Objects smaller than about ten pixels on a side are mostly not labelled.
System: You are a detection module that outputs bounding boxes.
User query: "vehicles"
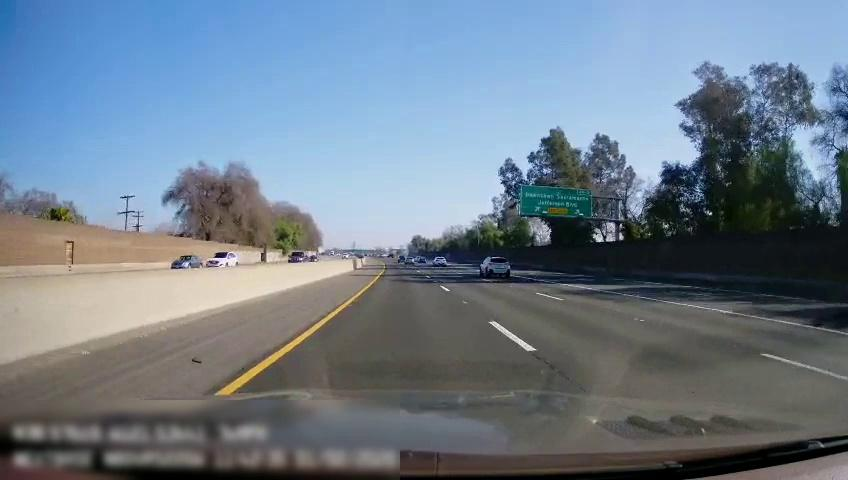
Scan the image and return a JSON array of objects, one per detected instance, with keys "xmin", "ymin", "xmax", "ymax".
[
  {"xmin": 170, "ymin": 255, "xmax": 207, "ymax": 269},
  {"xmin": 287, "ymin": 251, "xmax": 311, "ymax": 264},
  {"xmin": 433, "ymin": 256, "xmax": 447, "ymax": 267},
  {"xmin": 206, "ymin": 251, "xmax": 242, "ymax": 269},
  {"xmin": 479, "ymin": 256, "xmax": 511, "ymax": 280},
  {"xmin": 308, "ymin": 255, "xmax": 320, "ymax": 263}
]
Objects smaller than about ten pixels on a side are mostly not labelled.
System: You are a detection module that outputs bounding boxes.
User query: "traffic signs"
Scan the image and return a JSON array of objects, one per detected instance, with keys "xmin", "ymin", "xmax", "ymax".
[{"xmin": 519, "ymin": 184, "xmax": 593, "ymax": 218}]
